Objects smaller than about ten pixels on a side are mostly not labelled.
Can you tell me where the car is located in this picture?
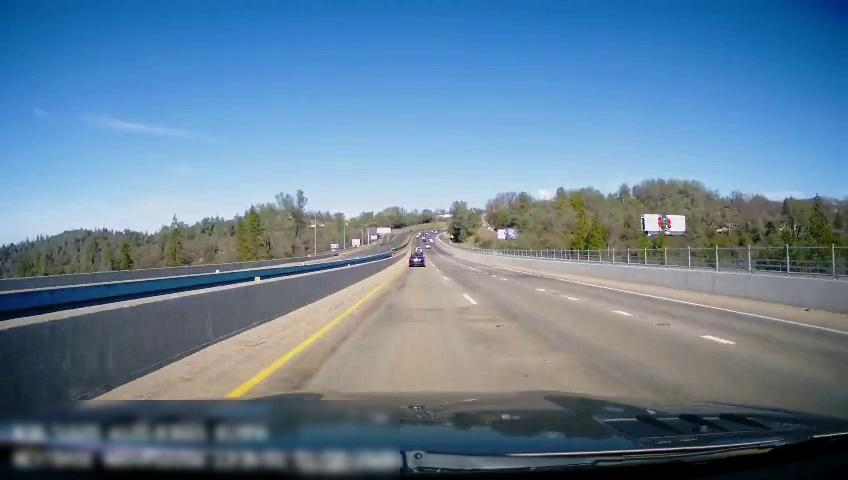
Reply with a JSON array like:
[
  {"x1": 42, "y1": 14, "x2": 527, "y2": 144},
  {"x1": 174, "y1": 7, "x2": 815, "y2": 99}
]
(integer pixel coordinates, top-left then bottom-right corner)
[{"x1": 409, "y1": 254, "x2": 427, "y2": 269}]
